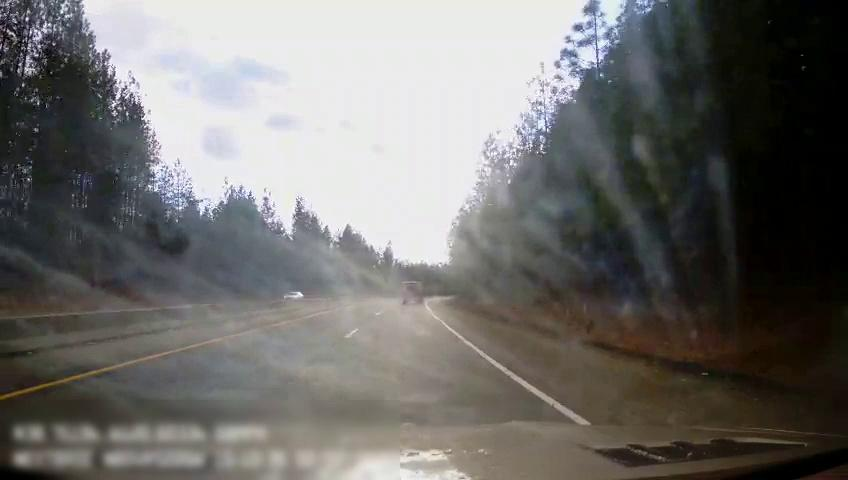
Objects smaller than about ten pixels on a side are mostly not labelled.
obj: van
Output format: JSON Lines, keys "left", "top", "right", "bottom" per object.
{"left": 401, "top": 281, "right": 424, "bottom": 305}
